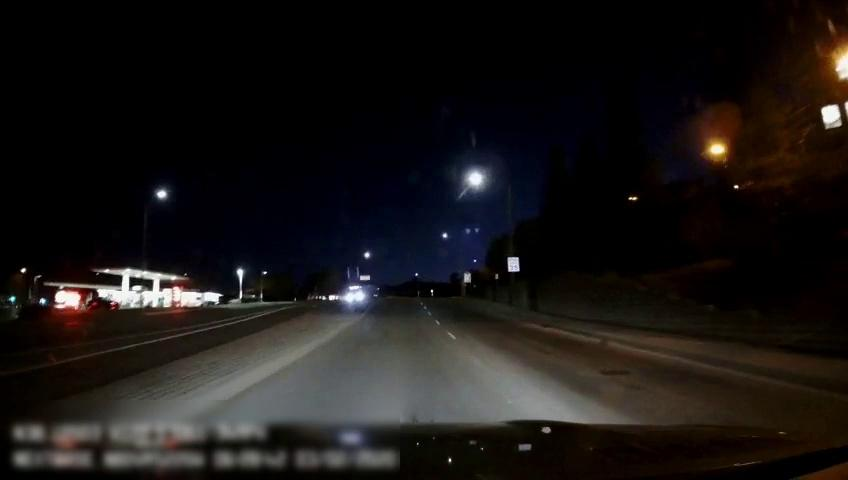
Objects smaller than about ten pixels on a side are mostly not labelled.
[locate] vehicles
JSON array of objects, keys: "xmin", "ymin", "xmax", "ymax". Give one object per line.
[
  {"xmin": 86, "ymin": 297, "xmax": 119, "ymax": 312},
  {"xmin": 346, "ymin": 286, "xmax": 369, "ymax": 305}
]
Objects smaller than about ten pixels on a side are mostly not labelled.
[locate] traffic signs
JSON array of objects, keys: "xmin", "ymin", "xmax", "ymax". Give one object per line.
[
  {"xmin": 464, "ymin": 273, "xmax": 471, "ymax": 282},
  {"xmin": 507, "ymin": 257, "xmax": 520, "ymax": 272}
]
